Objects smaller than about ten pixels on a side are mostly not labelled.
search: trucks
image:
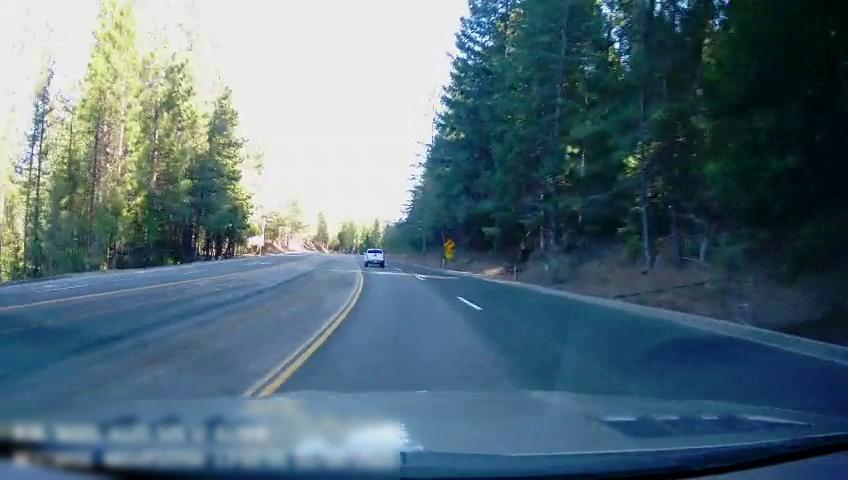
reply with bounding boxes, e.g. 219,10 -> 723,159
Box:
363,248 -> 385,268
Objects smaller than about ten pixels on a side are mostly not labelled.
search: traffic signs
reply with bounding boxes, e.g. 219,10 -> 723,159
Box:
443,239 -> 456,251
444,249 -> 455,260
